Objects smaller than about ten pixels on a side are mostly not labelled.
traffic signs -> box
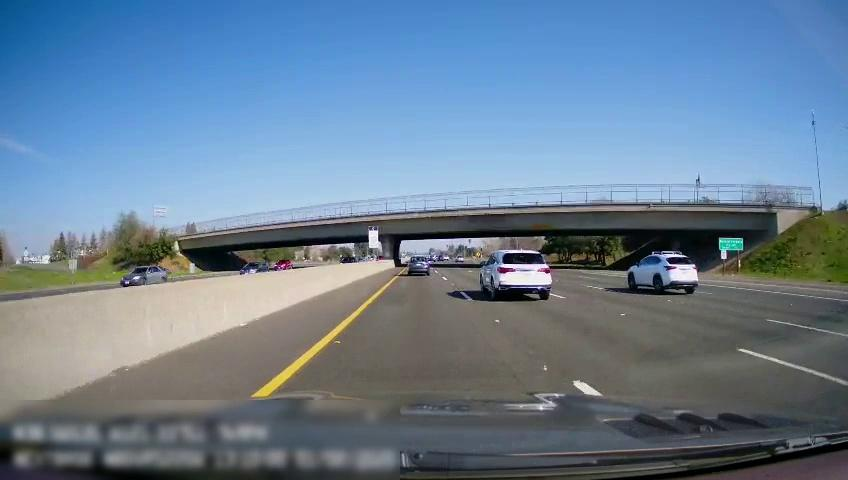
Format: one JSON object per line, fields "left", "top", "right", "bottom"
{"left": 369, "top": 225, "right": 379, "bottom": 248}
{"left": 720, "top": 238, "right": 744, "bottom": 251}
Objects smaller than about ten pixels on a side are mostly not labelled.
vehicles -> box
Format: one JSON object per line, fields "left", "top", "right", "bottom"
{"left": 119, "top": 265, "right": 168, "bottom": 288}
{"left": 627, "top": 254, "right": 698, "bottom": 295}
{"left": 273, "top": 259, "right": 298, "bottom": 271}
{"left": 478, "top": 248, "right": 553, "bottom": 302}
{"left": 340, "top": 256, "right": 357, "bottom": 264}
{"left": 406, "top": 255, "right": 431, "bottom": 277}
{"left": 239, "top": 263, "right": 271, "bottom": 276}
